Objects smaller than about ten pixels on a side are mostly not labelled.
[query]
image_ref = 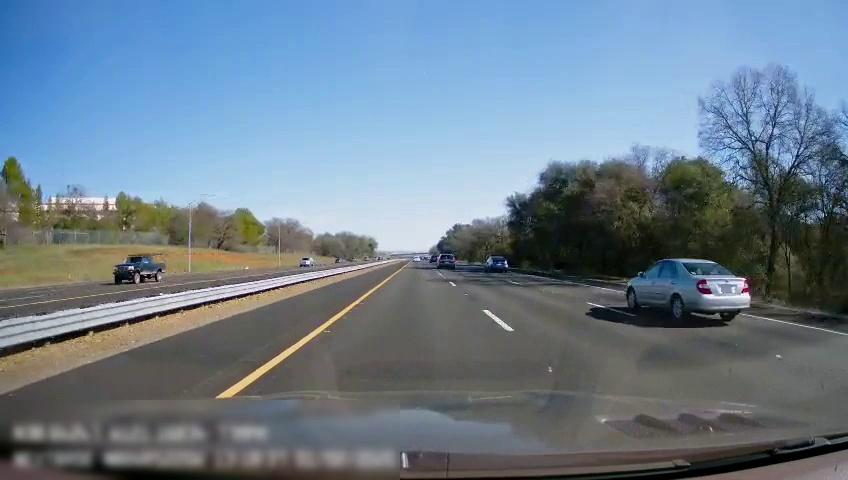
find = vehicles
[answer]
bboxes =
[299,257,314,268]
[622,258,753,325]
[435,253,456,270]
[113,255,167,285]
[484,255,508,273]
